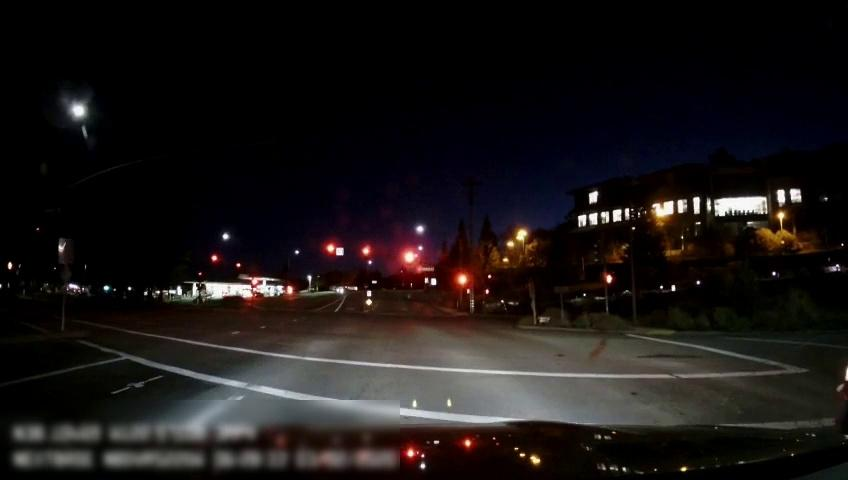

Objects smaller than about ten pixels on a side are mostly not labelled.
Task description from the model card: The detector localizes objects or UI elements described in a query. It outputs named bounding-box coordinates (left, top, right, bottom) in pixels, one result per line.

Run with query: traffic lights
left=591, top=244, right=601, bottom=266
left=456, top=273, right=465, bottom=289
left=363, top=247, right=371, bottom=262
left=327, top=245, right=335, bottom=260
left=405, top=252, right=413, bottom=268
left=604, top=273, right=613, bottom=287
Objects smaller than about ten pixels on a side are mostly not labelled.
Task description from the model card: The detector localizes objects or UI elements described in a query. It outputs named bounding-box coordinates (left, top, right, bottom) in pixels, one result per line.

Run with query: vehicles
left=833, top=349, right=848, bottom=429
